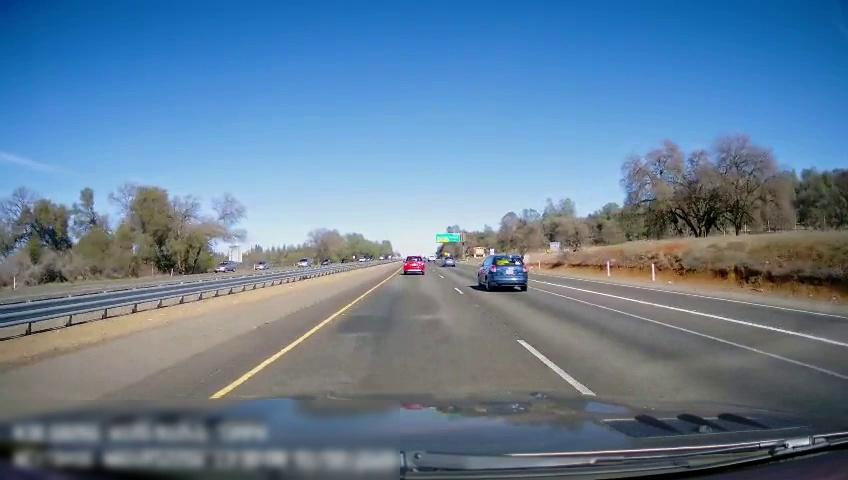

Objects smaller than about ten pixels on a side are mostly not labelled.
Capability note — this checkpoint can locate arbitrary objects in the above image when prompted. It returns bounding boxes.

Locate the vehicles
[477,255,529,292]
[252,261,270,270]
[215,262,236,274]
[443,256,456,266]
[403,256,426,274]
[296,258,313,268]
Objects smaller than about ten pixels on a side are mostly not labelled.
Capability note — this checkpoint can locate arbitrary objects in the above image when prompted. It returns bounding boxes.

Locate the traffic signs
[434,232,464,242]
